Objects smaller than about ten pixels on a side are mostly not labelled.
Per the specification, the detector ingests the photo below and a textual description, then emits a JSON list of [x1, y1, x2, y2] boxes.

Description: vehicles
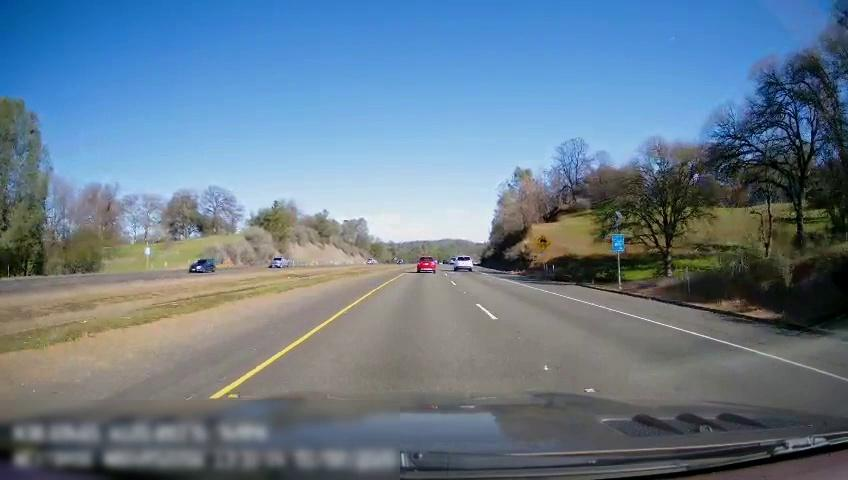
[[266, 256, 290, 269], [187, 259, 218, 274], [417, 256, 438, 274], [454, 256, 474, 272], [448, 258, 457, 265]]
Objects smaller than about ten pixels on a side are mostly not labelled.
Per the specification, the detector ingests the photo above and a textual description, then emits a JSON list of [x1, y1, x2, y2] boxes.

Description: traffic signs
[[611, 234, 625, 253], [537, 235, 550, 250]]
